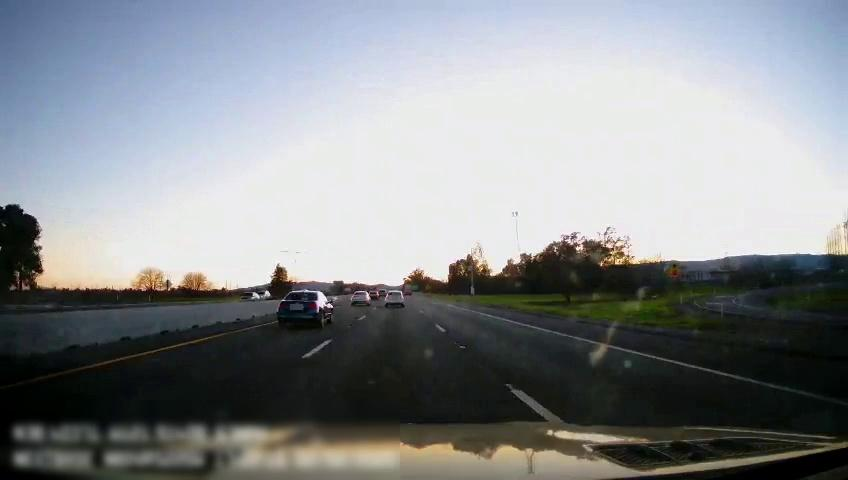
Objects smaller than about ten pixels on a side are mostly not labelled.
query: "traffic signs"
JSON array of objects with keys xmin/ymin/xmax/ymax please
[{"xmin": 668, "ymin": 262, "xmax": 681, "ymax": 280}]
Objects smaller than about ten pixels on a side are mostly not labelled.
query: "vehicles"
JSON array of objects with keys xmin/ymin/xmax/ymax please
[
  {"xmin": 240, "ymin": 291, "xmax": 260, "ymax": 301},
  {"xmin": 351, "ymin": 290, "xmax": 373, "ymax": 307},
  {"xmin": 369, "ymin": 290, "xmax": 380, "ymax": 300},
  {"xmin": 384, "ymin": 290, "xmax": 406, "ymax": 307},
  {"xmin": 276, "ymin": 290, "xmax": 335, "ymax": 330},
  {"xmin": 257, "ymin": 290, "xmax": 271, "ymax": 299},
  {"xmin": 404, "ymin": 284, "xmax": 412, "ymax": 296}
]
